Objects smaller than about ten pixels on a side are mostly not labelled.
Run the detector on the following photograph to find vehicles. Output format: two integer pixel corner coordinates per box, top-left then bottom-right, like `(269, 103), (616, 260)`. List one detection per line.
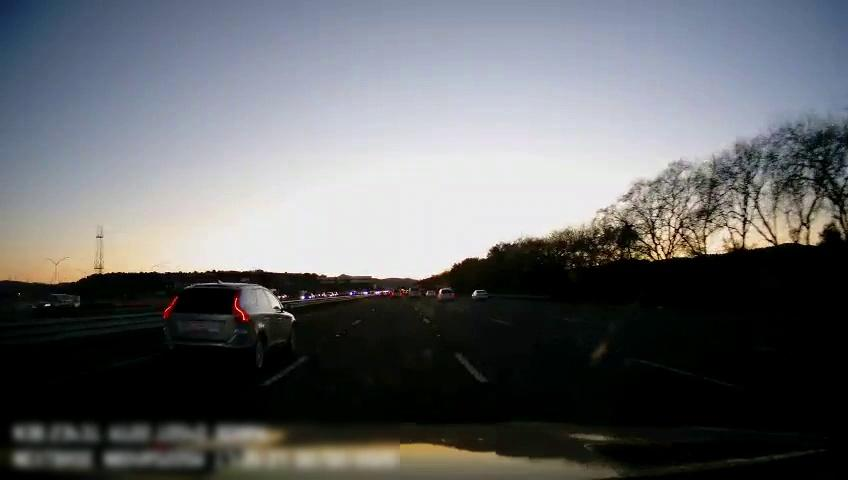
(390, 288), (402, 298)
(425, 290), (437, 298)
(408, 286), (422, 299)
(31, 293), (75, 317)
(471, 289), (490, 301)
(437, 287), (455, 302)
(161, 283), (301, 374)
